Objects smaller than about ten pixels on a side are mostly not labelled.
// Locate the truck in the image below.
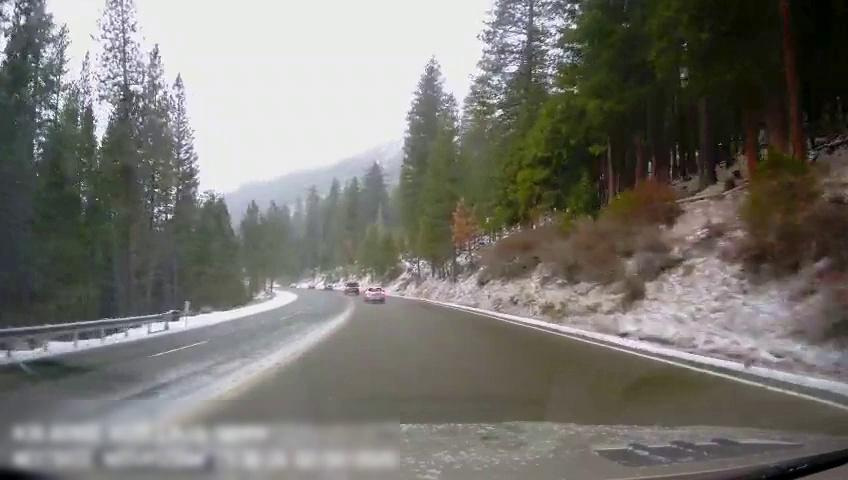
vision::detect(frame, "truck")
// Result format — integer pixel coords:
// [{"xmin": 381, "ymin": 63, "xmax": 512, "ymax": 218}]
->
[{"xmin": 344, "ymin": 282, "xmax": 360, "ymax": 296}]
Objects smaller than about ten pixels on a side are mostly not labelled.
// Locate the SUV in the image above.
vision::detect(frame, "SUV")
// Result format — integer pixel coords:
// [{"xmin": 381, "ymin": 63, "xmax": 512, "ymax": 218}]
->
[{"xmin": 362, "ymin": 286, "xmax": 386, "ymax": 304}]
